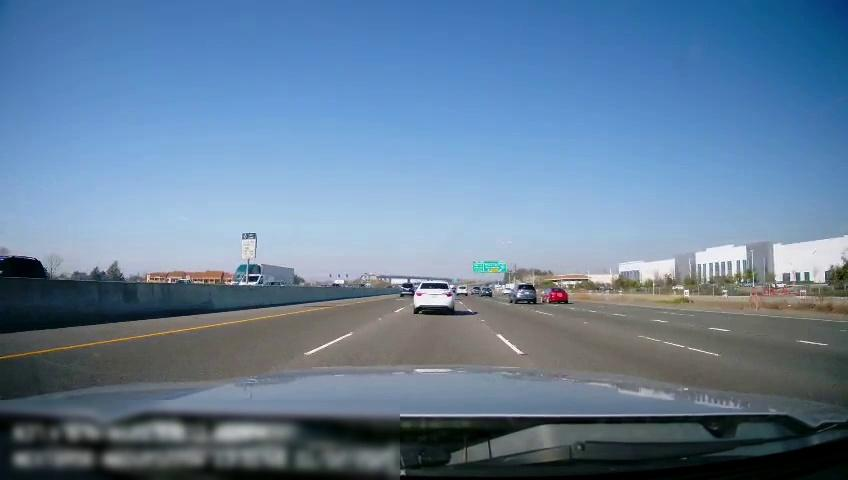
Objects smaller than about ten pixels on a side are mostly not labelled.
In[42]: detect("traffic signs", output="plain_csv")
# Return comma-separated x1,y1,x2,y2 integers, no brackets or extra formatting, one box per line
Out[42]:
241,232,257,260
472,260,508,274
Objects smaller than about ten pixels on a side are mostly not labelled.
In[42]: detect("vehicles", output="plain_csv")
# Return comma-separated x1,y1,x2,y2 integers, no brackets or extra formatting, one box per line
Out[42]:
502,287,513,296
470,286,481,296
508,284,537,305
236,273,276,287
412,280,457,315
399,283,416,298
455,285,468,297
0,255,47,280
480,287,492,297
261,281,285,287
175,279,193,284
231,263,295,287
542,287,569,305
